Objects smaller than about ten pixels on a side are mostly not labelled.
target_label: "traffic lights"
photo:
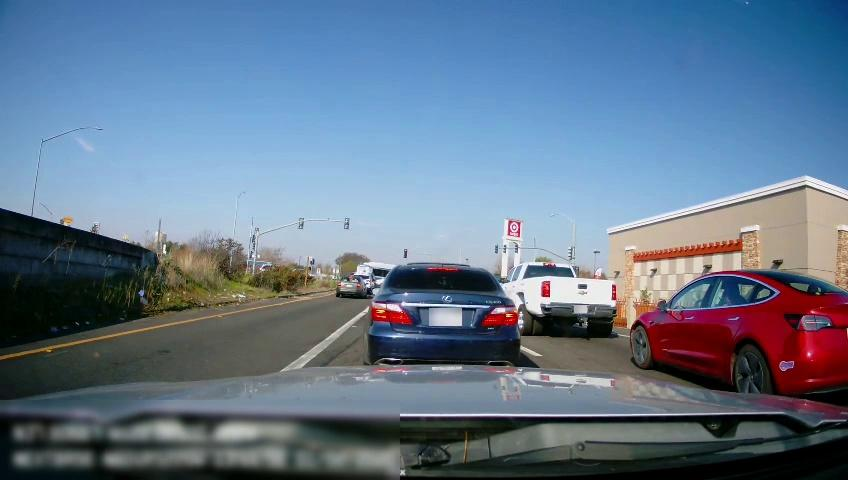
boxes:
[502,243,507,255]
[494,244,499,255]
[403,248,408,260]
[567,247,573,261]
[297,217,305,230]
[513,242,519,256]
[343,217,350,231]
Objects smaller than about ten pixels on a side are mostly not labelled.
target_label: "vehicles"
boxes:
[353,272,376,296]
[361,262,522,367]
[628,267,848,408]
[492,262,618,337]
[336,273,370,299]
[259,262,273,273]
[355,260,404,291]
